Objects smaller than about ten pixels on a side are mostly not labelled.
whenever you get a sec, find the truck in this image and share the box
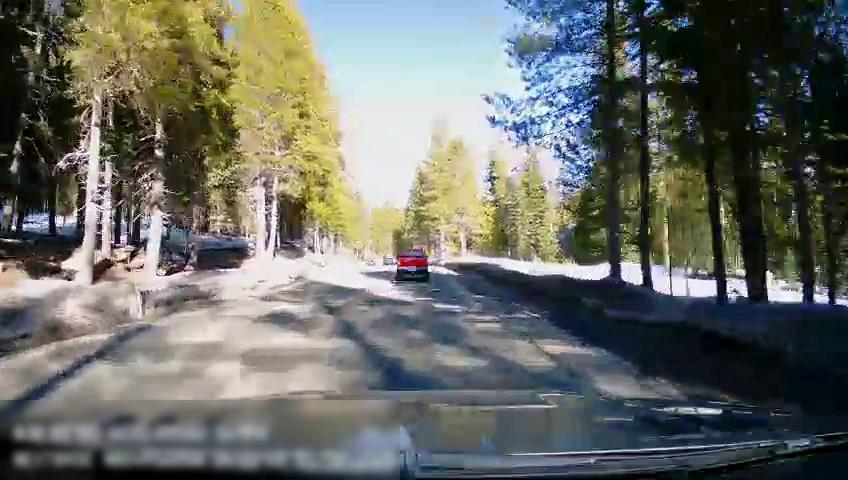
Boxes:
[395,250,430,282]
